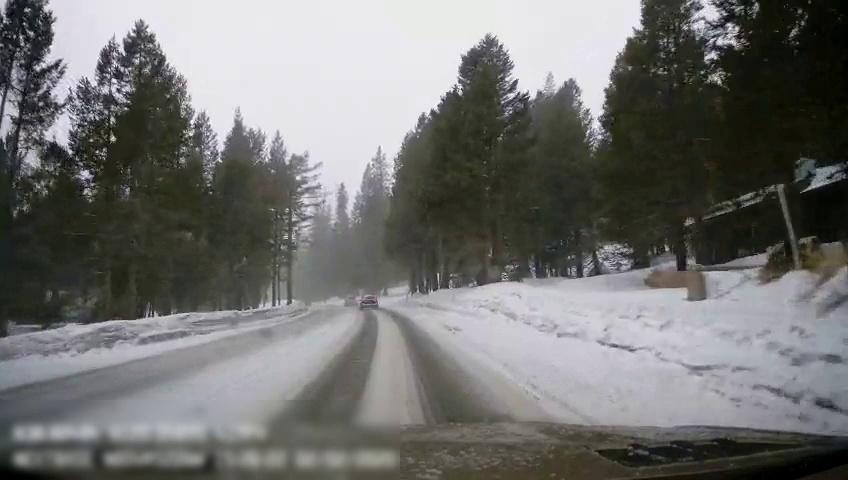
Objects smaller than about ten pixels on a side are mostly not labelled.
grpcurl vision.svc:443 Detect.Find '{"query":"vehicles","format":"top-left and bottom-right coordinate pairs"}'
top-left (359, 293), bottom-right (379, 311)
top-left (343, 296), bottom-right (358, 307)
